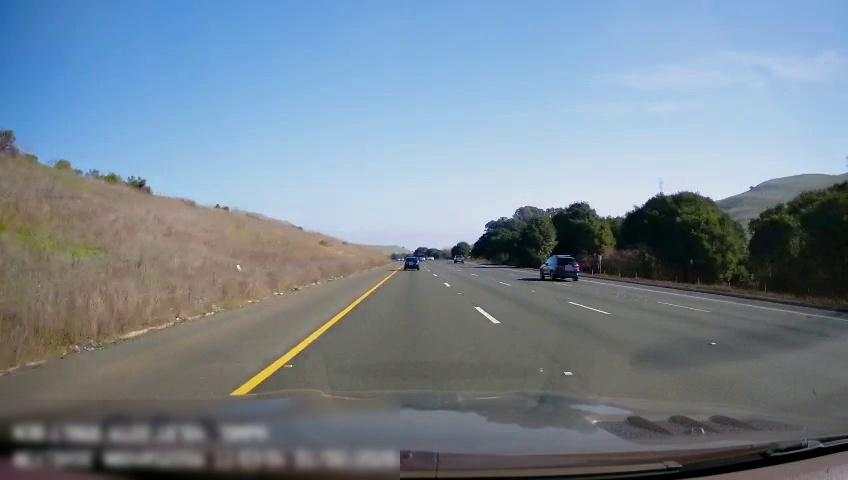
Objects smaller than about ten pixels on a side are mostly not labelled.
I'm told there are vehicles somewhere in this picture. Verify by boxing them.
[453,255,464,264]
[403,256,420,271]
[539,255,580,282]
